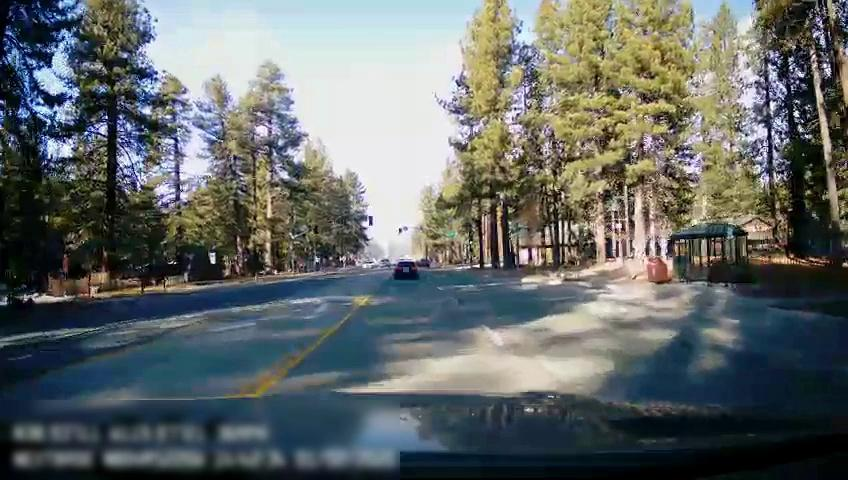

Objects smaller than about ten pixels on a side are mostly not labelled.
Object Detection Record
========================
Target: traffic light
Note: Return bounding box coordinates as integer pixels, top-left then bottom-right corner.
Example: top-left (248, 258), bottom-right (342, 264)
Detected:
top-left (367, 216), bottom-right (375, 227)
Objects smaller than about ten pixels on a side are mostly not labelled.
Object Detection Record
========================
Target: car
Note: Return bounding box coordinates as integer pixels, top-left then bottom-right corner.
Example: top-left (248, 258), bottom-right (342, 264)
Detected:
top-left (391, 258), bottom-right (420, 280)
